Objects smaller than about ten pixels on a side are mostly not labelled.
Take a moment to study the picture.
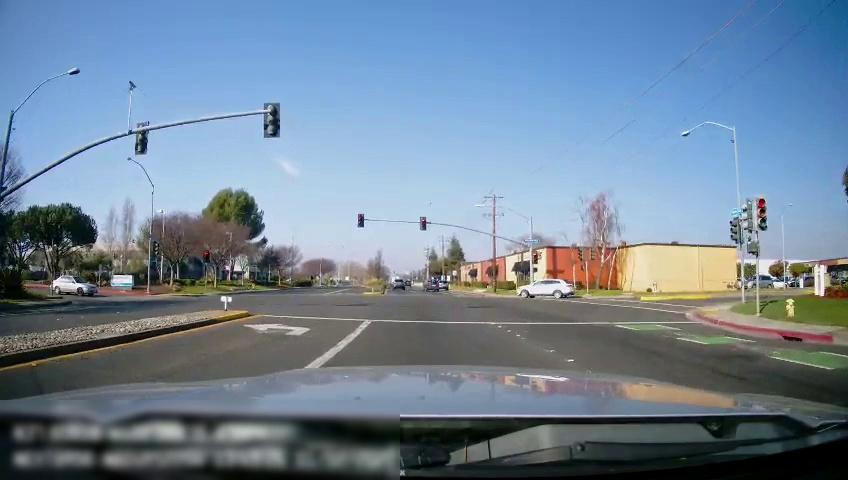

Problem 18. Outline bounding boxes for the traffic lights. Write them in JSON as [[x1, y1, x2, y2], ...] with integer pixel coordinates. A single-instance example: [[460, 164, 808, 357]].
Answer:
[[135, 122, 150, 154], [420, 216, 427, 231], [152, 241, 161, 256], [358, 214, 365, 228], [756, 197, 769, 232], [747, 241, 759, 254], [729, 215, 740, 244], [743, 201, 754, 233], [264, 102, 280, 138]]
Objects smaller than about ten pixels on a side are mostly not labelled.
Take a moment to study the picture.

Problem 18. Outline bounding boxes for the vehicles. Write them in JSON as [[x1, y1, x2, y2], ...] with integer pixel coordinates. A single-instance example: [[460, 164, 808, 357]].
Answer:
[[515, 279, 574, 299], [49, 276, 98, 297], [437, 280, 449, 290], [392, 279, 405, 289], [423, 279, 439, 292]]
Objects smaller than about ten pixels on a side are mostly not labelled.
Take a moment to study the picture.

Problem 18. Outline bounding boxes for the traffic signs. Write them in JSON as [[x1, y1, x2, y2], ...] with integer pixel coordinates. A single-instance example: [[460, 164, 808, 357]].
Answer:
[[730, 208, 748, 215]]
